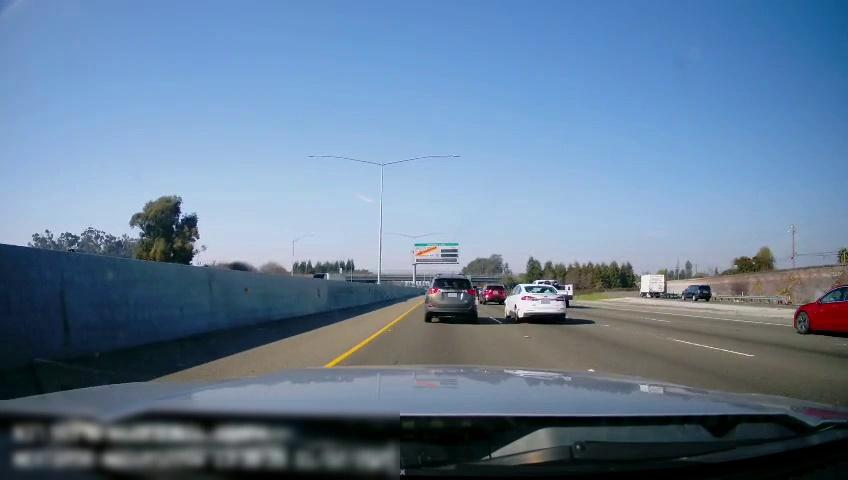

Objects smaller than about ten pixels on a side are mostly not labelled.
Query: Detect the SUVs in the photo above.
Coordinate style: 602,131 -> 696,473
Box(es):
478,284 -> 507,305
424,273 -> 479,324
681,284 -> 712,302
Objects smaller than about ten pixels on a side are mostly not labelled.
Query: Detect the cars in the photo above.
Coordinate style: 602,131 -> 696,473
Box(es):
793,284 -> 848,335
504,283 -> 567,324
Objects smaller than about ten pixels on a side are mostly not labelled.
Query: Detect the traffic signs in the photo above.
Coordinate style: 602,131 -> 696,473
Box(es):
413,241 -> 460,265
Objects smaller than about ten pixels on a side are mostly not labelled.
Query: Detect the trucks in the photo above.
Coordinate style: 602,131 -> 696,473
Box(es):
313,272 -> 347,281
639,275 -> 665,299
533,279 -> 574,309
